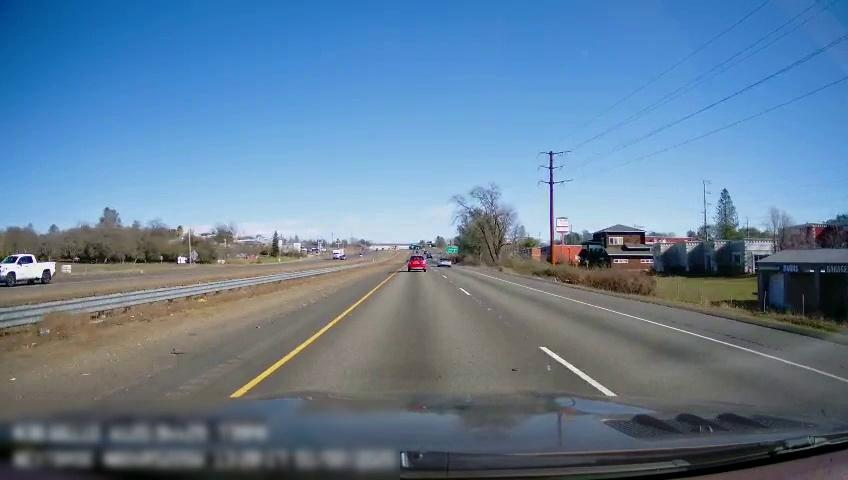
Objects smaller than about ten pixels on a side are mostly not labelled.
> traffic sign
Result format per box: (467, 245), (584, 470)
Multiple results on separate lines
(448, 245), (460, 254)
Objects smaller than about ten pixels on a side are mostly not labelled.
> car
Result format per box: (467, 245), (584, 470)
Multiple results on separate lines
(436, 256), (452, 268)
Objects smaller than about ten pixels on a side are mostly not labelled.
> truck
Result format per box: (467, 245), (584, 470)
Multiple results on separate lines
(0, 254), (56, 289)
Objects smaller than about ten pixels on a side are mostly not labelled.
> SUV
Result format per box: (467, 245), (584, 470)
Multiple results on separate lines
(407, 255), (428, 272)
